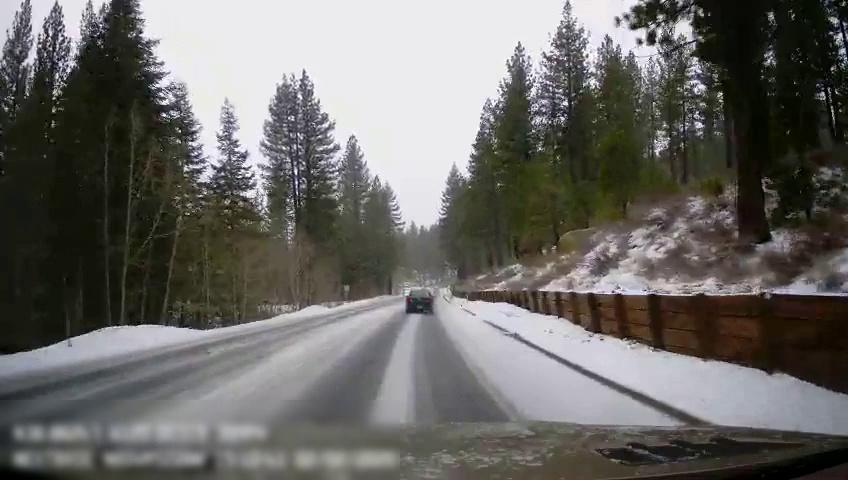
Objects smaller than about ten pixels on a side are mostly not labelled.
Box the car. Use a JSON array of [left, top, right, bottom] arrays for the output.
[[405, 289, 435, 314]]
